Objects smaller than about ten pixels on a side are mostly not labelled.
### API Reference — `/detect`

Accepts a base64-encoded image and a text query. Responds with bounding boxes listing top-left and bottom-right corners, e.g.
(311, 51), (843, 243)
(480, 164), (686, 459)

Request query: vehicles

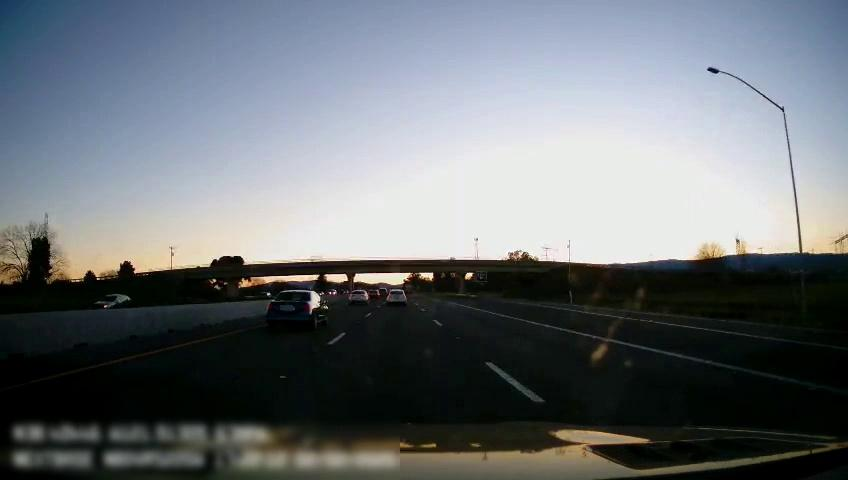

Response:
(264, 290), (331, 332)
(93, 293), (131, 309)
(368, 289), (382, 300)
(386, 288), (408, 305)
(347, 289), (371, 306)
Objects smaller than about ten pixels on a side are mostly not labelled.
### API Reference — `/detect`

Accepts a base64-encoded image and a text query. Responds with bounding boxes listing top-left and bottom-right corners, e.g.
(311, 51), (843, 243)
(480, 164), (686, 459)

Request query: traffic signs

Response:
(476, 270), (488, 284)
